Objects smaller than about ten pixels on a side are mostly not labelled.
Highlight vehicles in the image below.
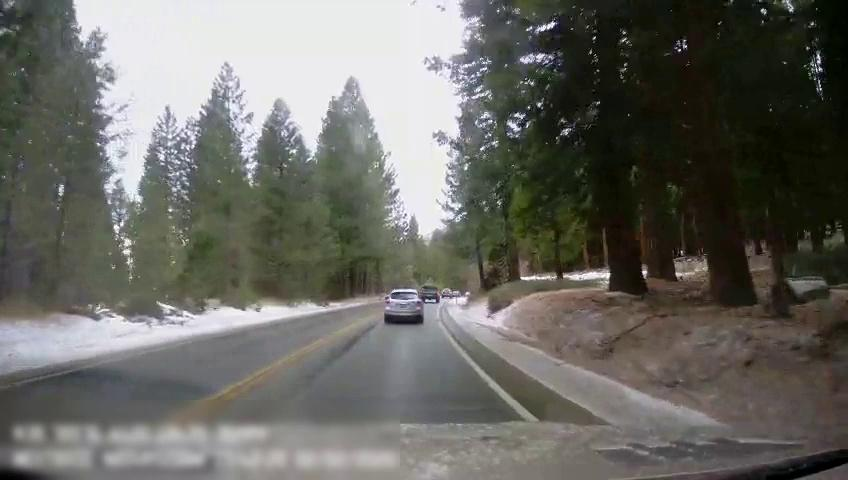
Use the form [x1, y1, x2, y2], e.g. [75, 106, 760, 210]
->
[384, 289, 423, 324]
[441, 288, 453, 299]
[417, 285, 441, 304]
